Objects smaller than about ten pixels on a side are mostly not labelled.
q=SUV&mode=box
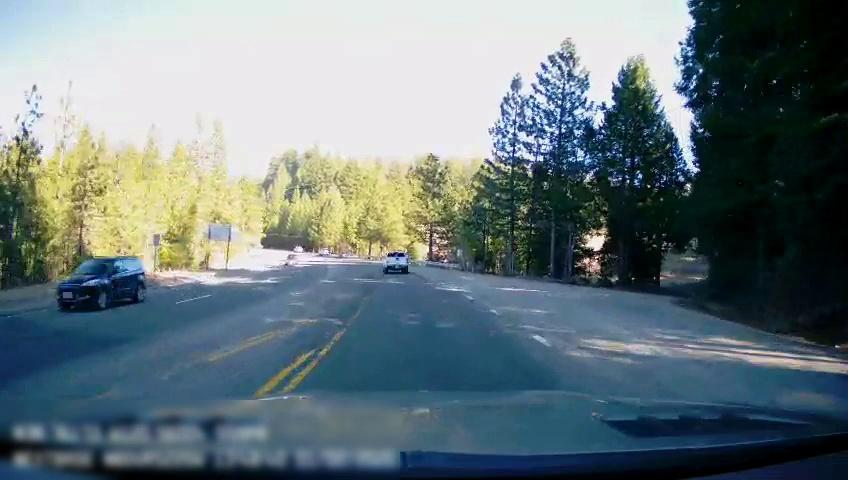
[54,255,148,312]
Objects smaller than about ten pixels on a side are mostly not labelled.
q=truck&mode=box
[381,252,409,276]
